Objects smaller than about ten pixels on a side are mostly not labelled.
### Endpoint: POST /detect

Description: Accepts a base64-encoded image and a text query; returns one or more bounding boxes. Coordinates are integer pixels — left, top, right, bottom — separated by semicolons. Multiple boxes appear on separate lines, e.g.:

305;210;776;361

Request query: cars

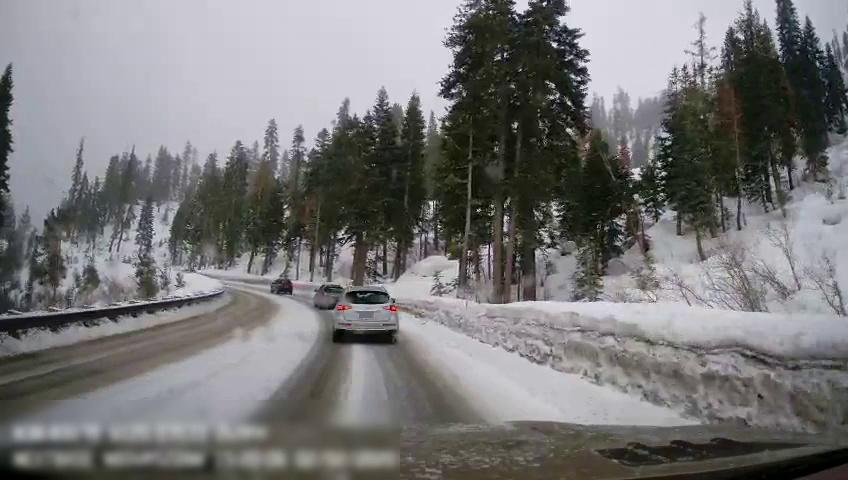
269;277;293;295
313;283;345;310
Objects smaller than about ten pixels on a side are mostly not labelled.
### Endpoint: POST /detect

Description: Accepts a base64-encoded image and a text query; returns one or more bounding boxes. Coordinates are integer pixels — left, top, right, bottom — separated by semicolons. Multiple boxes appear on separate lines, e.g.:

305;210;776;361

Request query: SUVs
331;286;398;346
